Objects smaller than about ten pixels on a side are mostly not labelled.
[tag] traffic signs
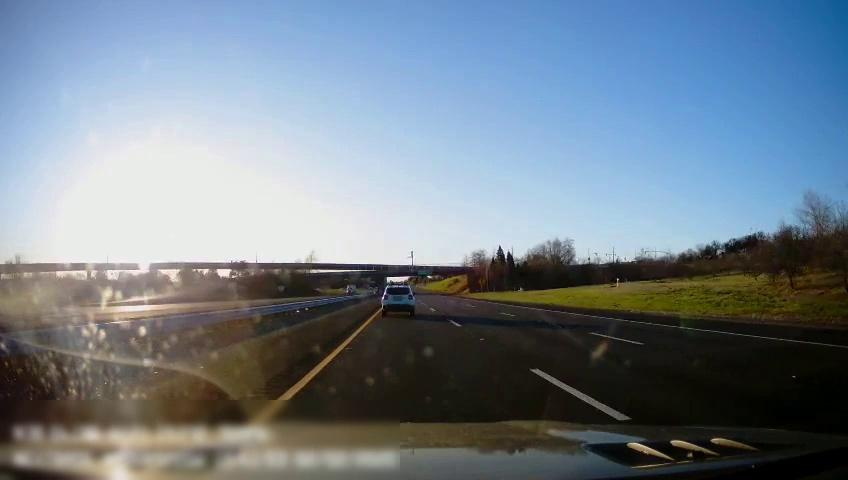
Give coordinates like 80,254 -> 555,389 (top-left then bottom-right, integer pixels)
418,268 -> 433,277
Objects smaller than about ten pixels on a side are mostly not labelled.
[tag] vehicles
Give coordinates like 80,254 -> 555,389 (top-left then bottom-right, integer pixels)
381,285 -> 417,317
346,284 -> 356,294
